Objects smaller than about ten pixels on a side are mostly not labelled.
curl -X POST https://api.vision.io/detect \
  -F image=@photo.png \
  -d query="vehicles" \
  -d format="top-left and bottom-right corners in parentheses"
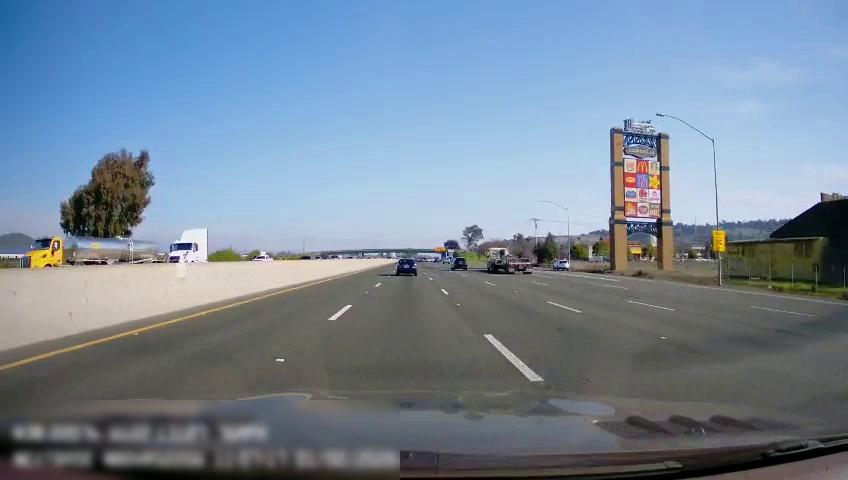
top-left (553, 258), bottom-right (570, 271)
top-left (167, 227), bottom-right (209, 264)
top-left (18, 236), bottom-right (168, 270)
top-left (451, 258), bottom-right (467, 271)
top-left (398, 260), bottom-right (418, 276)
top-left (252, 254), bottom-right (274, 262)
top-left (485, 247), bottom-right (538, 275)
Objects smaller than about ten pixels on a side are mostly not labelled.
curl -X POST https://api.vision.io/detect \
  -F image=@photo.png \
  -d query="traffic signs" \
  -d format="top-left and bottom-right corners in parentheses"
top-left (712, 229), bottom-right (727, 253)
top-left (434, 247), bottom-right (448, 253)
